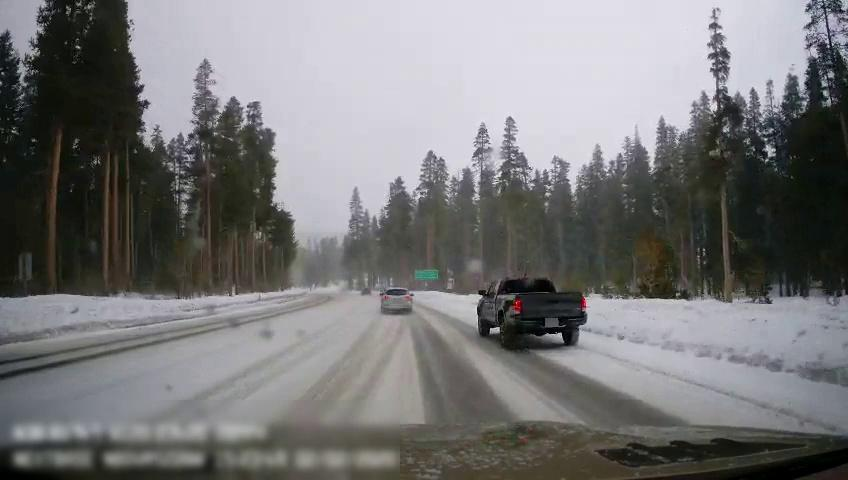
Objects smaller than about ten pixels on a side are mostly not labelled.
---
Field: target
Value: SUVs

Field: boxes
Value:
[379,286,415,315]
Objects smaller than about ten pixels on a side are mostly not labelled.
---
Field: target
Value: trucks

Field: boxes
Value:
[476,276,589,350]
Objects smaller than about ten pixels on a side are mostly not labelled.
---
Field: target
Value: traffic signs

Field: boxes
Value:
[413,268,439,280]
[17,252,33,282]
